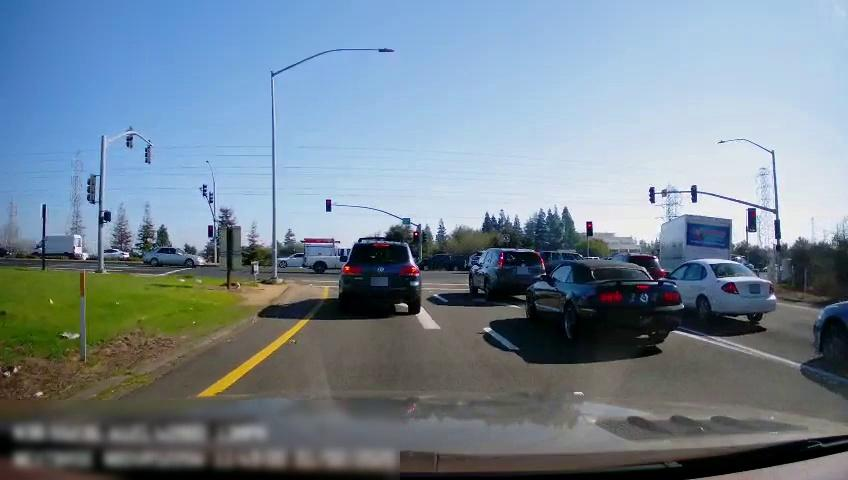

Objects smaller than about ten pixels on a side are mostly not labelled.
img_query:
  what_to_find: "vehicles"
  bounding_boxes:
[421,253,460,273]
[659,214,734,272]
[303,244,351,276]
[468,246,547,304]
[338,242,424,316]
[29,234,82,261]
[618,254,668,280]
[537,250,585,271]
[275,253,303,270]
[524,259,685,346]
[103,249,130,262]
[662,257,777,322]
[0,248,9,257]
[143,248,206,268]
[811,300,848,370]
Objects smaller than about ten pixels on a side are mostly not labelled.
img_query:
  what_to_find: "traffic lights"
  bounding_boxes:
[422,230,428,243]
[411,231,419,243]
[125,129,134,148]
[208,192,214,204]
[747,207,757,233]
[207,224,214,238]
[87,174,96,205]
[104,209,112,222]
[690,185,698,203]
[143,144,151,163]
[326,199,332,212]
[201,184,207,198]
[586,220,595,237]
[649,187,655,204]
